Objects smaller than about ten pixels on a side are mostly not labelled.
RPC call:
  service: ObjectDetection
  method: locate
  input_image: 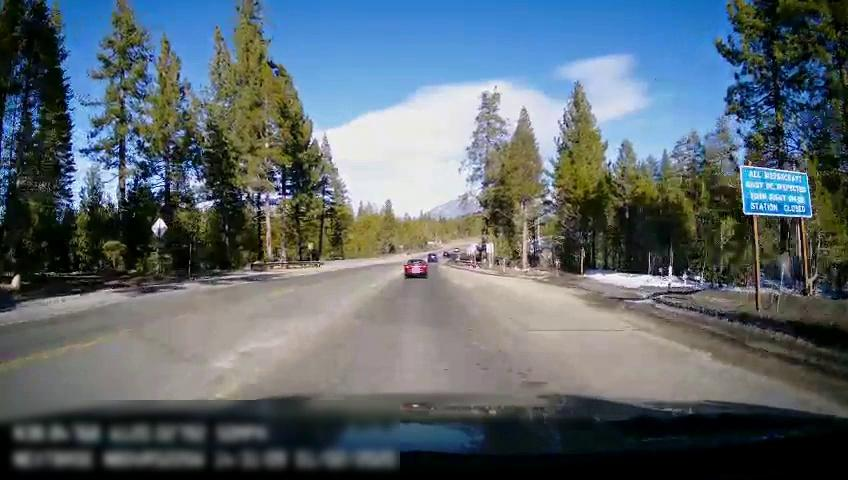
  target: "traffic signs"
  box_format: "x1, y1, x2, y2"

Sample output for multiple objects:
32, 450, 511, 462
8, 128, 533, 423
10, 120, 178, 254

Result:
740, 166, 813, 219
485, 242, 494, 254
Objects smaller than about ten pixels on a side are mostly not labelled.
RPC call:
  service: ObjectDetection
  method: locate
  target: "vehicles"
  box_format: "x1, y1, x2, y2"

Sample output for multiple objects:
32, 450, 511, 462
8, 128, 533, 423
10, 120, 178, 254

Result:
403, 258, 429, 278
427, 253, 440, 263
